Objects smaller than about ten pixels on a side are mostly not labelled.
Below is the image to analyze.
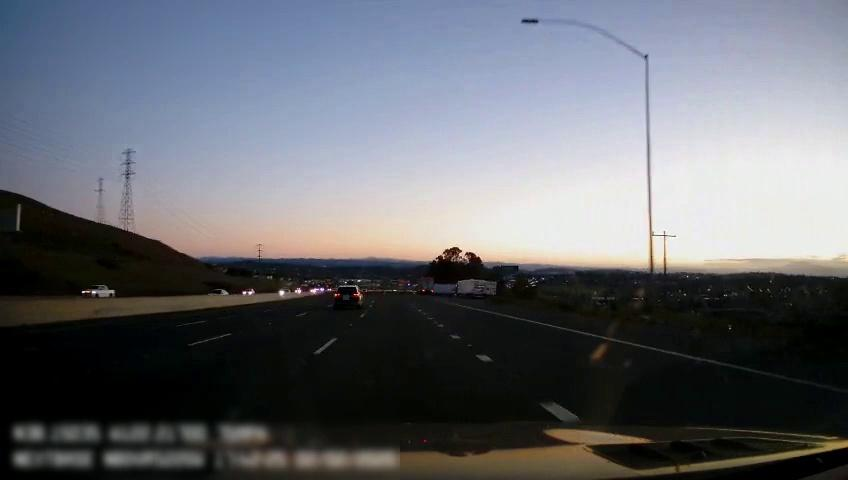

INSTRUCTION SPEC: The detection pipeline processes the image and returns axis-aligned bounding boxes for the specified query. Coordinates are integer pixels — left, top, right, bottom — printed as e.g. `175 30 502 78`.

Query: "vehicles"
207 288 230 296
486 281 496 296
455 279 489 297
417 276 435 295
332 285 363 309
241 288 256 295
81 284 116 297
